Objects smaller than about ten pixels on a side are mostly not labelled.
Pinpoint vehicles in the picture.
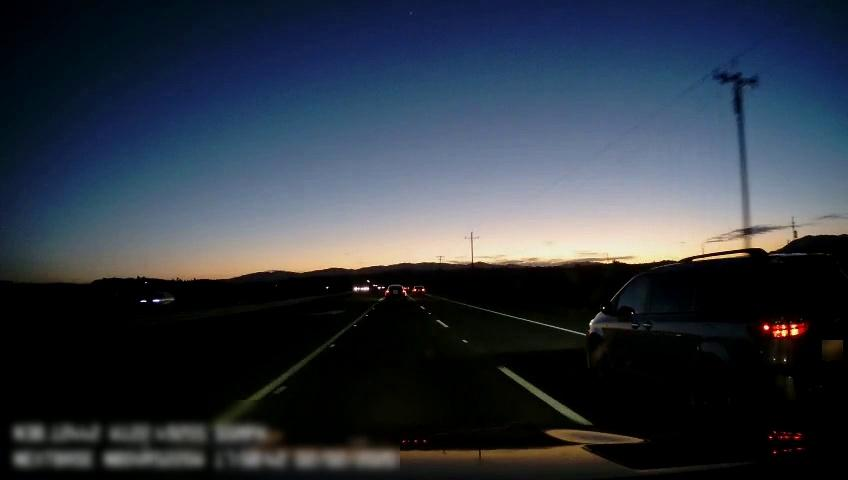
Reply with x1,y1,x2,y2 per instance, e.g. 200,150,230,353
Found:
586,253,848,420
411,285,427,297
139,291,176,309
385,284,407,303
